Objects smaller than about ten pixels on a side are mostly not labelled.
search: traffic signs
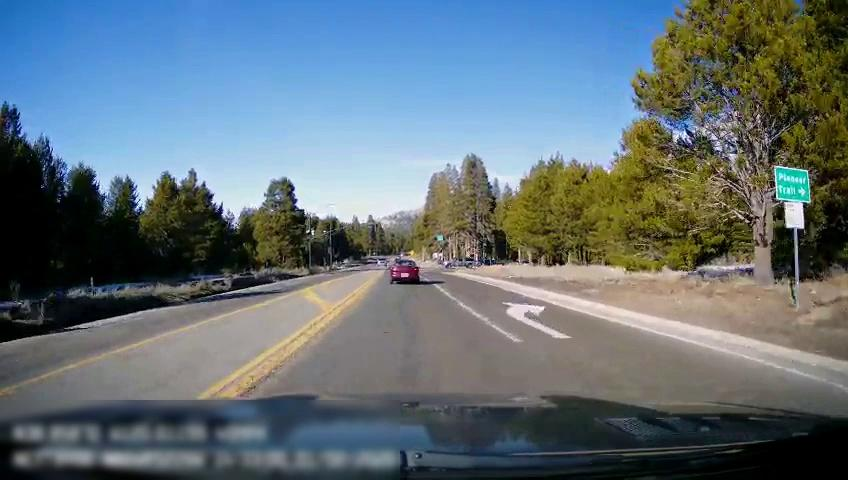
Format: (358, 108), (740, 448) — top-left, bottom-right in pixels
(775, 164), (811, 204)
(784, 202), (805, 229)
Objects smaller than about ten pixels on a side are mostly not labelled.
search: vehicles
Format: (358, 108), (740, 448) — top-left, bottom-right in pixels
(443, 256), (476, 270)
(389, 259), (421, 284)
